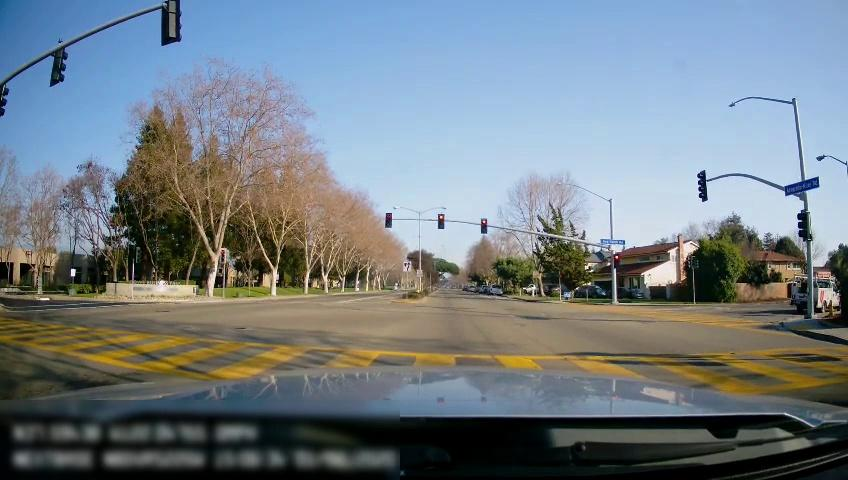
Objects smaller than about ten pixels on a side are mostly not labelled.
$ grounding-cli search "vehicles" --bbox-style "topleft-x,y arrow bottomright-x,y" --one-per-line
788,276 -> 841,315
487,283 -> 504,297
478,284 -> 489,295
544,284 -> 562,298
574,284 -> 607,299
608,287 -> 643,300
520,284 -> 546,297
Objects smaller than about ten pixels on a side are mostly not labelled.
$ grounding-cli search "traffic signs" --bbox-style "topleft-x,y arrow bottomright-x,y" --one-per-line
600,238 -> 626,246
784,175 -> 820,197
402,260 -> 412,273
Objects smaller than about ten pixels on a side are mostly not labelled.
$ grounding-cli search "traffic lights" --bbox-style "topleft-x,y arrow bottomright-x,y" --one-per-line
219,248 -> 227,265
480,218 -> 488,235
684,255 -> 692,271
437,213 -> 446,230
384,212 -> 393,229
796,209 -> 814,242
0,80 -> 10,117
696,168 -> 709,203
49,39 -> 69,88
613,252 -> 621,269
160,0 -> 182,47
692,255 -> 699,271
